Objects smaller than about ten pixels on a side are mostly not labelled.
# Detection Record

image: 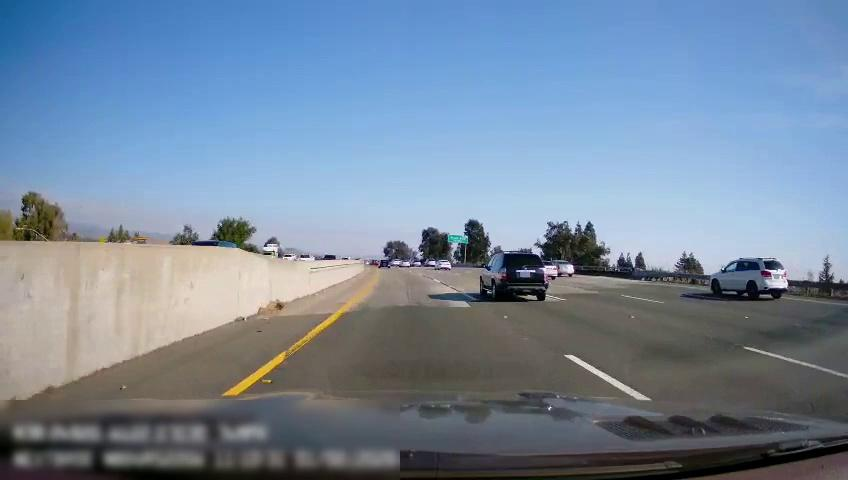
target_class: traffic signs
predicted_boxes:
[448,234,469,244]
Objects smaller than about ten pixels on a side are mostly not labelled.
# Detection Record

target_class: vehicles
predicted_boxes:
[379,259,390,269]
[551,260,574,278]
[282,253,298,260]
[411,259,421,267]
[263,243,279,259]
[190,239,237,248]
[399,258,410,268]
[321,254,336,260]
[298,254,316,261]
[424,258,436,268]
[710,257,790,300]
[434,259,451,270]
[543,261,556,281]
[479,252,548,302]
